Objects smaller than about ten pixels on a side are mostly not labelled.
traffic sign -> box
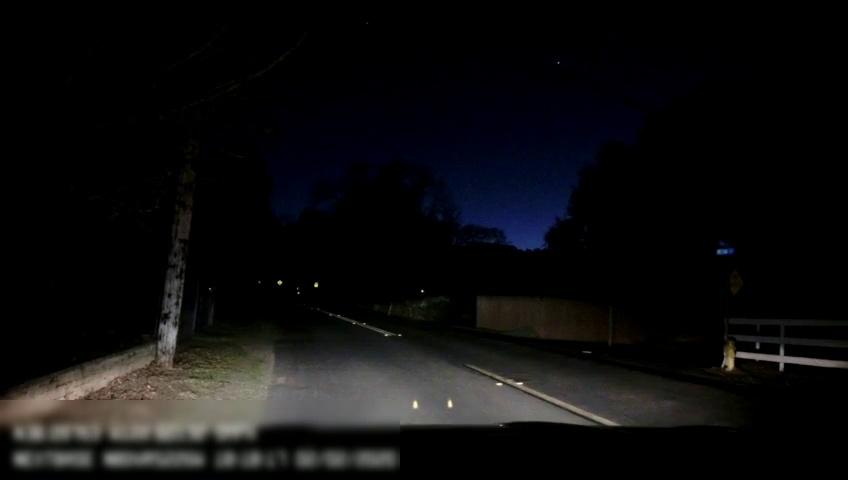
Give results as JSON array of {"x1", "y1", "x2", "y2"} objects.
[{"x1": 726, "y1": 269, "x2": 743, "y2": 295}]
